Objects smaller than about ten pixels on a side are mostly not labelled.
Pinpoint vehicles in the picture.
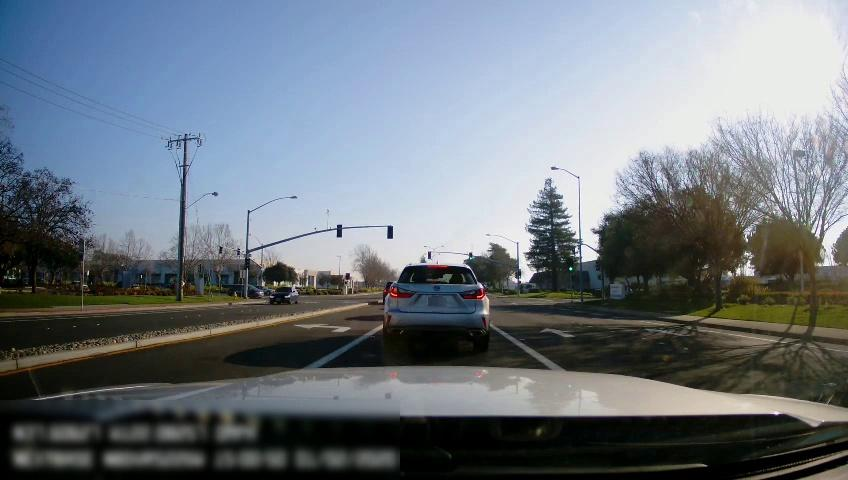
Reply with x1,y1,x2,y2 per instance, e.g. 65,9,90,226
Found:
382,280,396,305
227,283,264,299
269,286,299,305
251,284,277,296
383,263,490,351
